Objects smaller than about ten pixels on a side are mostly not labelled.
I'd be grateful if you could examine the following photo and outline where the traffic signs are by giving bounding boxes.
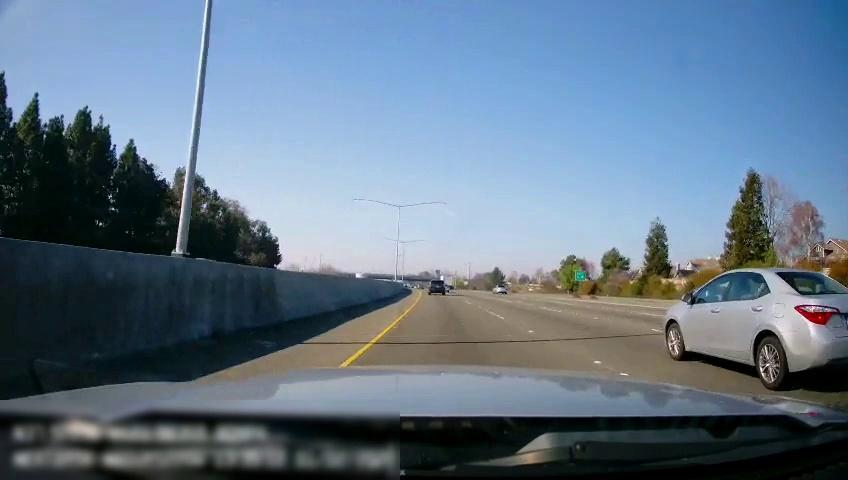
[575,271,586,282]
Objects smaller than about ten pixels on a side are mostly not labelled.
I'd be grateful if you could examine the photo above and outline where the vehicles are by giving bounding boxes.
[355,273,368,282]
[440,276,453,290]
[427,279,446,295]
[663,268,848,391]
[493,285,508,294]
